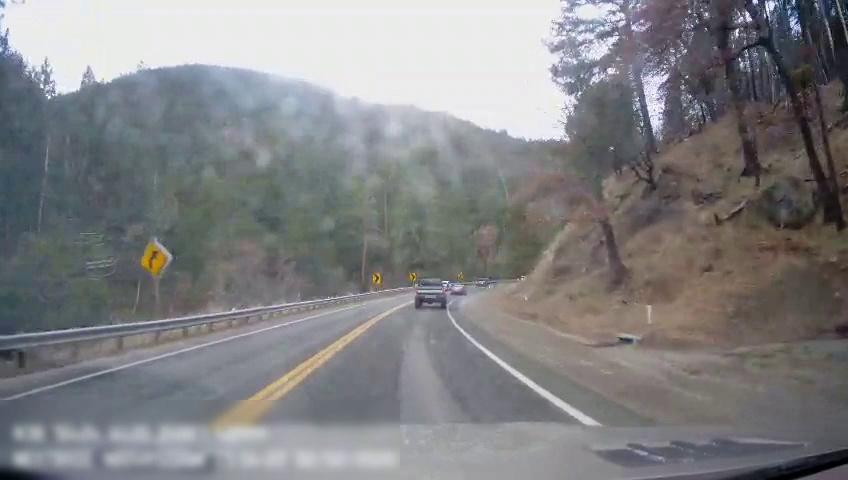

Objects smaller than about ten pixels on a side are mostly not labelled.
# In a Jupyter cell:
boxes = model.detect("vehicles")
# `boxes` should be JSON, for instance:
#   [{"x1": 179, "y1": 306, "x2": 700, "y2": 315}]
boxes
[
  {"x1": 414, "y1": 278, "x2": 447, "y2": 310},
  {"x1": 475, "y1": 278, "x2": 491, "y2": 290},
  {"x1": 450, "y1": 282, "x2": 468, "y2": 296}
]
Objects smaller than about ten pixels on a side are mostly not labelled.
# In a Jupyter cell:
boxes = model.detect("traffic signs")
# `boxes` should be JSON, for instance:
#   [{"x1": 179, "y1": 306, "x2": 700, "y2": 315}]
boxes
[
  {"x1": 140, "y1": 240, "x2": 173, "y2": 277},
  {"x1": 372, "y1": 273, "x2": 381, "y2": 284}
]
